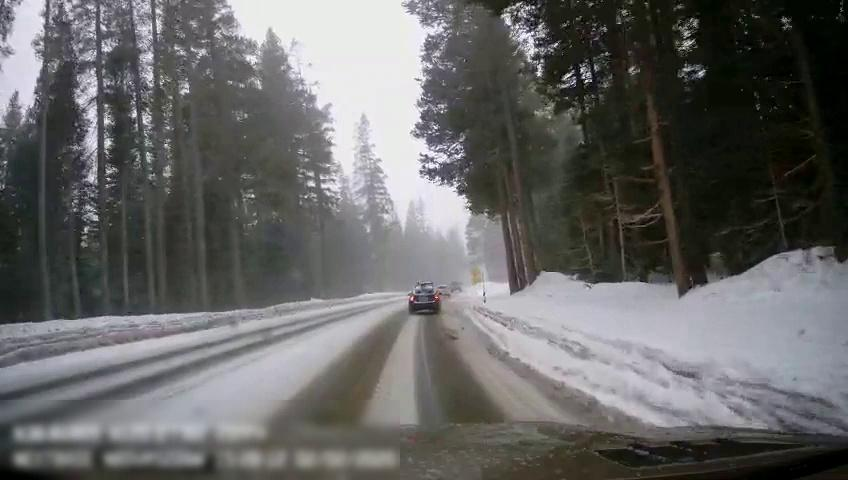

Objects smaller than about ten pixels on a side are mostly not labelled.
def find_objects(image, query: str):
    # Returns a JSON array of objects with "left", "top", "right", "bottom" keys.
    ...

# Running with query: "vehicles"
[
  {"left": 450, "top": 281, "right": 462, "bottom": 293},
  {"left": 407, "top": 280, "right": 443, "bottom": 315},
  {"left": 434, "top": 284, "right": 451, "bottom": 298}
]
